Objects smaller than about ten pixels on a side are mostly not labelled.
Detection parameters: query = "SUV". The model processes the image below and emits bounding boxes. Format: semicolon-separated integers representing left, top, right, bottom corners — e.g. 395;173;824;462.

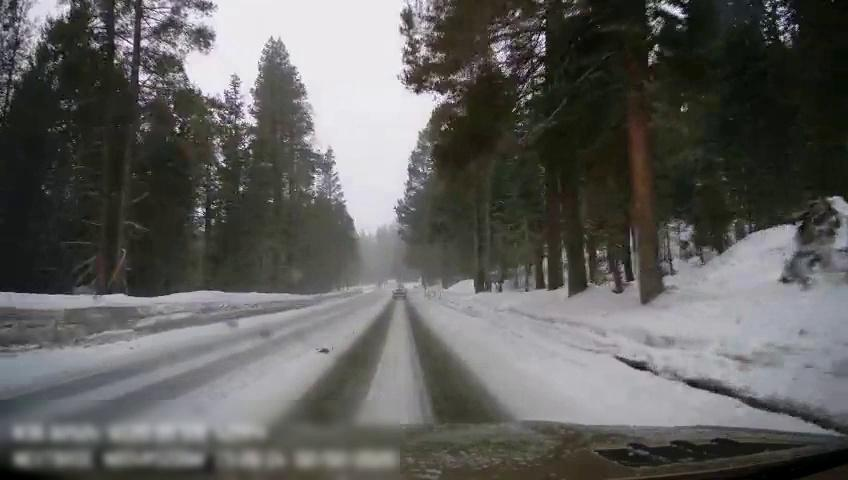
391;287;406;300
